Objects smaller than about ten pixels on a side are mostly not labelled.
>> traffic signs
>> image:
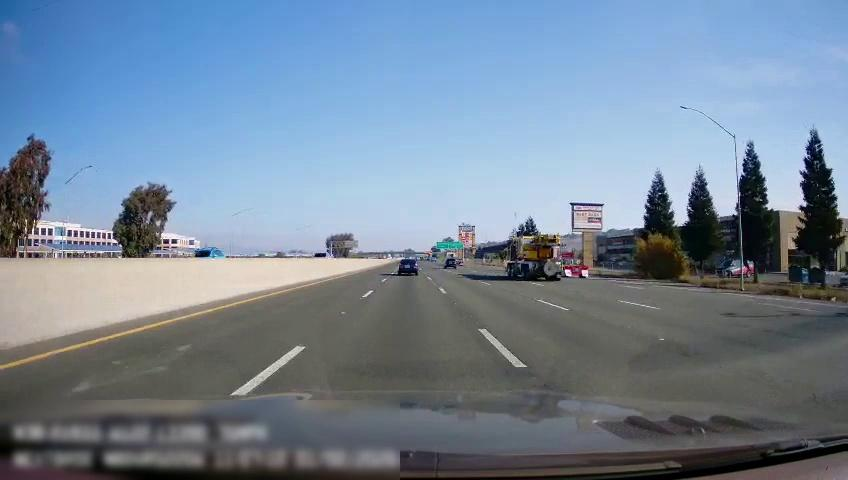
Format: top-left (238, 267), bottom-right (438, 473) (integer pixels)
top-left (342, 240), bottom-right (360, 248)
top-left (435, 241), bottom-right (465, 250)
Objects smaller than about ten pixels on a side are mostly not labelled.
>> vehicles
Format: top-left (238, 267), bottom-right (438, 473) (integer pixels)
top-left (557, 264), bottom-right (590, 279)
top-left (191, 247), bottom-right (226, 260)
top-left (446, 253), bottom-right (464, 266)
top-left (398, 259), bottom-right (418, 275)
top-left (443, 259), bottom-right (457, 269)
top-left (504, 232), bottom-right (563, 282)
top-left (312, 252), bottom-right (335, 259)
